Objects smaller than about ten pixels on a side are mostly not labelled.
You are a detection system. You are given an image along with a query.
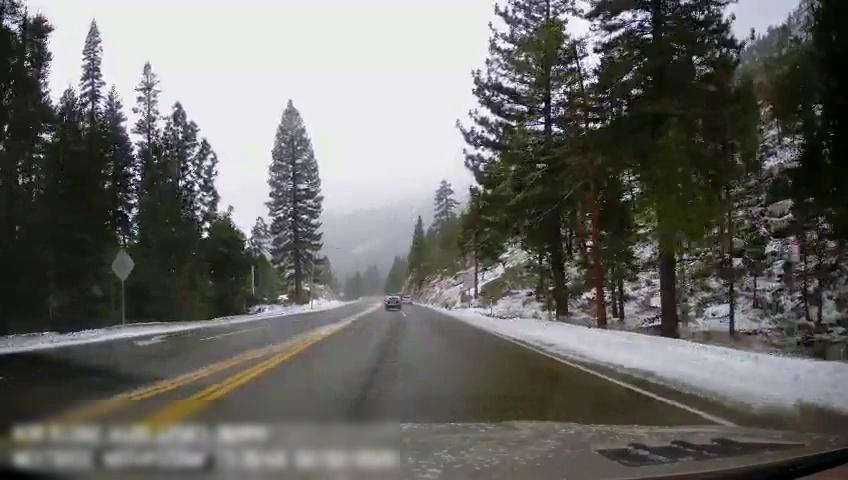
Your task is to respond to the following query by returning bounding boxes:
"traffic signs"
[462,273,475,289]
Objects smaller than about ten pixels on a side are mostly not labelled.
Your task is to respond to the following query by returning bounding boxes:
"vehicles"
[384,295,402,311]
[402,295,413,305]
